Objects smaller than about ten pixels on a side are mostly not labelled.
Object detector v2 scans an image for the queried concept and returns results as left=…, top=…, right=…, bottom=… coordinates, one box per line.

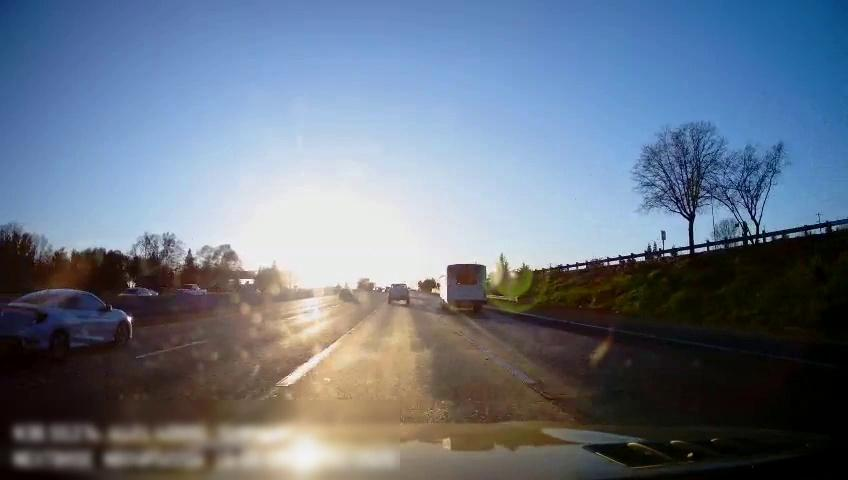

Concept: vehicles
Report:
left=175, top=283, right=208, bottom=298
left=0, top=288, right=134, bottom=364
left=387, top=282, right=410, bottom=303
left=439, top=264, right=488, bottom=316
left=147, top=289, right=158, bottom=297
left=339, top=287, right=354, bottom=298
left=116, top=288, right=152, bottom=297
